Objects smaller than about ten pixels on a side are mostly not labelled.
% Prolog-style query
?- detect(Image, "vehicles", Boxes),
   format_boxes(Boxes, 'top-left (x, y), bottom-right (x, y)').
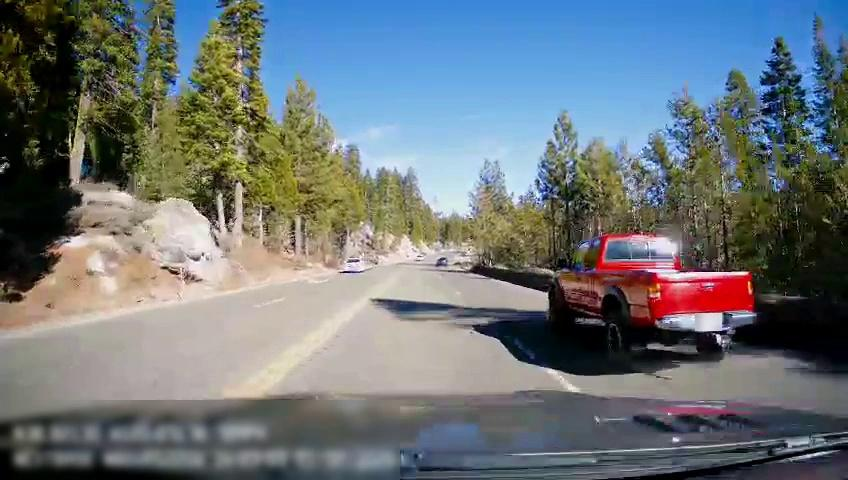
top-left (545, 230), bottom-right (758, 362)
top-left (436, 256), bottom-right (450, 266)
top-left (340, 257), bottom-right (368, 273)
